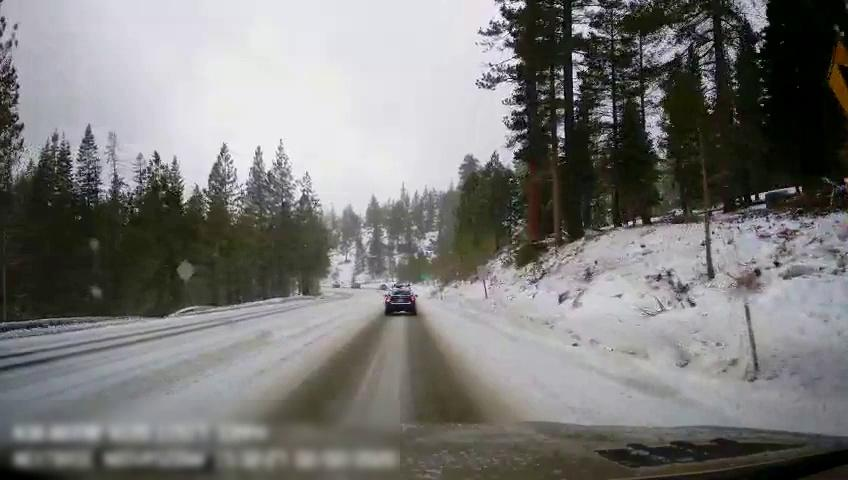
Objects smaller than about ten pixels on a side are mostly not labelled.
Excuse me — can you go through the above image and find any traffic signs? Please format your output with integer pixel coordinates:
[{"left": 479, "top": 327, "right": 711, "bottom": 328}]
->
[
  {"left": 176, "top": 258, "right": 195, "bottom": 282},
  {"left": 826, "top": 39, "right": 848, "bottom": 116}
]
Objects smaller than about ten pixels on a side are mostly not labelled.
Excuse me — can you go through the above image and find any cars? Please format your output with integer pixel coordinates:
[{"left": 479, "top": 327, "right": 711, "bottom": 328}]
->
[{"left": 383, "top": 284, "right": 419, "bottom": 318}]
